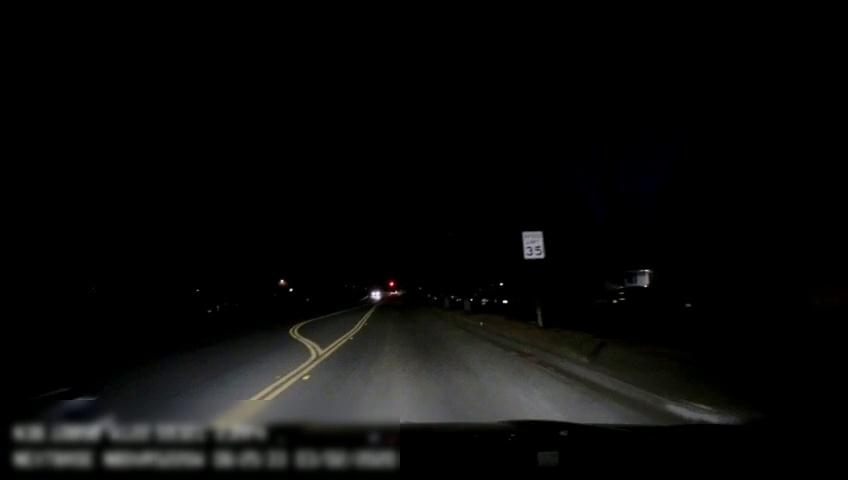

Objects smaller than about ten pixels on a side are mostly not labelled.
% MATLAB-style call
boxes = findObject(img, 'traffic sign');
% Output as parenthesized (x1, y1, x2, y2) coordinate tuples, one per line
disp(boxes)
(522, 230, 546, 261)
